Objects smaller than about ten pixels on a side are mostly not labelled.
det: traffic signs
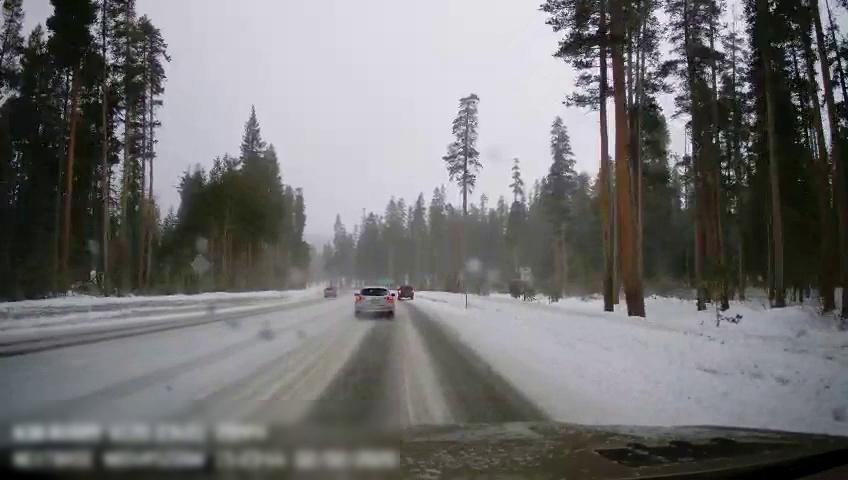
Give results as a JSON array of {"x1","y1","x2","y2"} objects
[{"x1": 191, "y1": 255, "x2": 212, "y2": 276}]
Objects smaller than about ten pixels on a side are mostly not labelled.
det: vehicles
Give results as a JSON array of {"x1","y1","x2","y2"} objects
[
  {"x1": 353, "y1": 286, "x2": 396, "y2": 320},
  {"x1": 398, "y1": 285, "x2": 415, "y2": 300},
  {"x1": 323, "y1": 287, "x2": 337, "y2": 298}
]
